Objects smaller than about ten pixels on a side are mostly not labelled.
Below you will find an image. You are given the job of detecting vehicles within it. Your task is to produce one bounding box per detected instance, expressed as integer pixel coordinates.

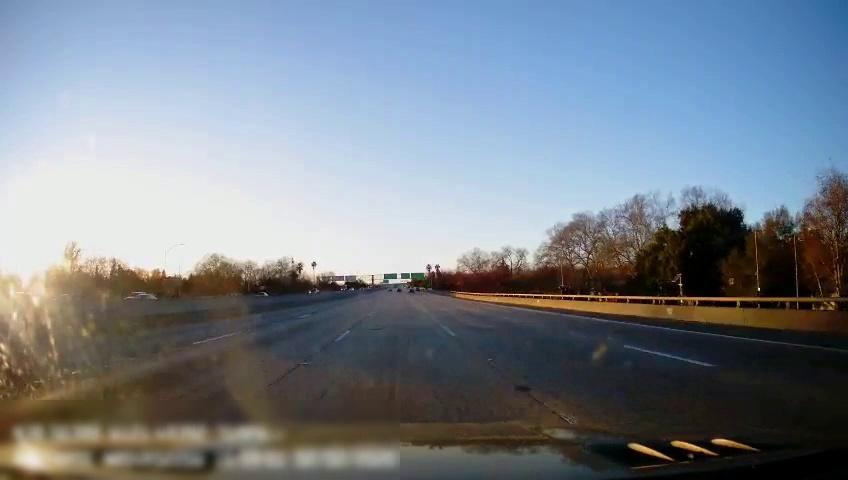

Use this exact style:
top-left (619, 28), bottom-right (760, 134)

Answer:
top-left (308, 287), bottom-right (320, 296)
top-left (124, 292), bottom-right (147, 299)
top-left (255, 292), bottom-right (269, 296)
top-left (132, 294), bottom-right (158, 300)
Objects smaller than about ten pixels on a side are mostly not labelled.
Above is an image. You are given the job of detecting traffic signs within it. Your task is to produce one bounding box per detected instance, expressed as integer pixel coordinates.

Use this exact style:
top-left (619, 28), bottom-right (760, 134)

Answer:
top-left (384, 273), bottom-right (397, 279)
top-left (400, 272), bottom-right (411, 279)
top-left (411, 272), bottom-right (426, 279)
